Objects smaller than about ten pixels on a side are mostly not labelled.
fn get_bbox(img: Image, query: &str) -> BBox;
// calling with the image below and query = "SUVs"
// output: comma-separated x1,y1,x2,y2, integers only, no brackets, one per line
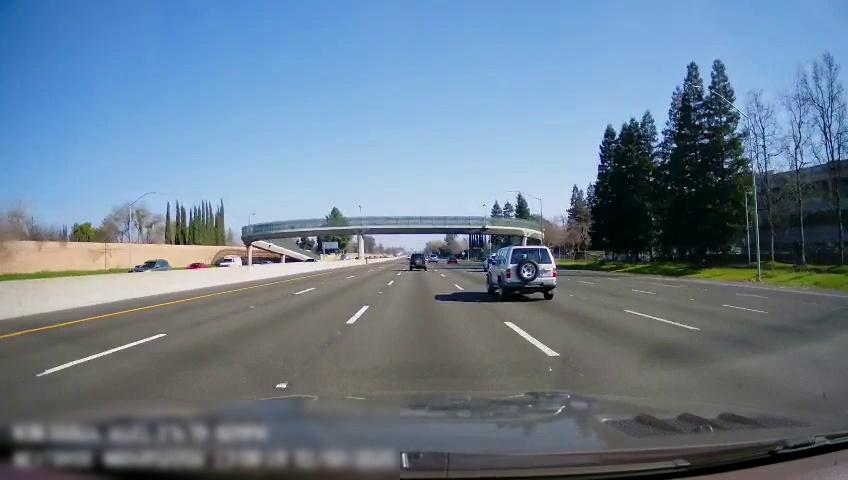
486,244,557,301
218,255,243,268
409,254,427,272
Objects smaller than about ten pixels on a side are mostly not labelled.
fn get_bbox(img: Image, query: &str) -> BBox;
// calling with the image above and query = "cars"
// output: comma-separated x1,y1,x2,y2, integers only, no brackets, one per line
447,256,458,264
183,262,209,270
128,260,172,273
428,254,439,263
